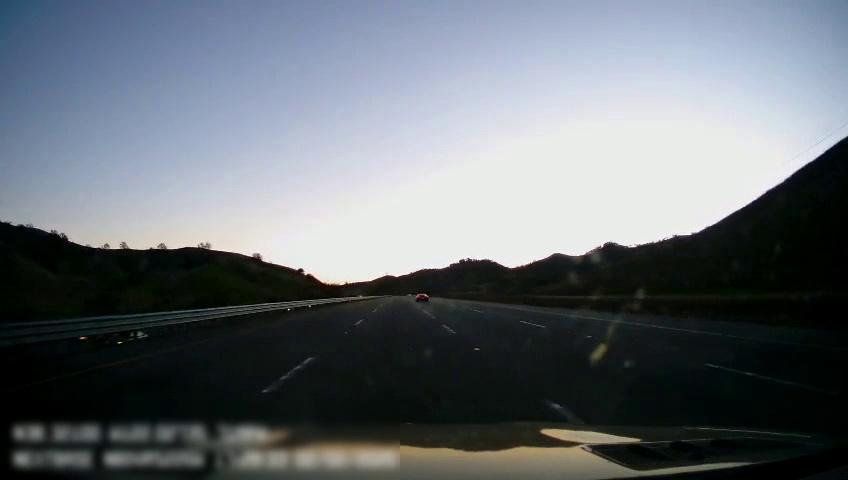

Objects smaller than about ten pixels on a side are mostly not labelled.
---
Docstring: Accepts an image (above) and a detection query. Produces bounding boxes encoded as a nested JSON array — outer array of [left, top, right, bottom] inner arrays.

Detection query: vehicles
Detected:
[[100, 327, 150, 350], [416, 293, 429, 303]]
